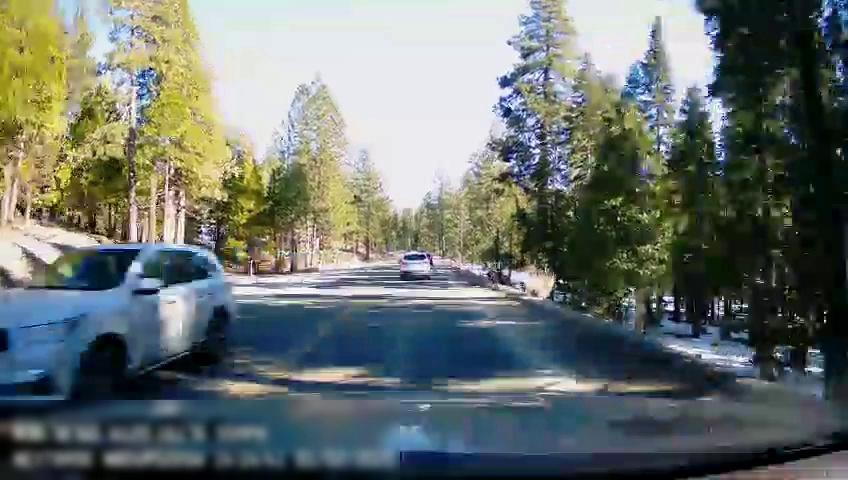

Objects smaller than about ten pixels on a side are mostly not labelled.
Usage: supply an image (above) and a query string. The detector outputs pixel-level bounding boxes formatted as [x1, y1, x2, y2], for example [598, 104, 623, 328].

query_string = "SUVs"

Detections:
[400, 253, 432, 281]
[0, 241, 238, 411]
